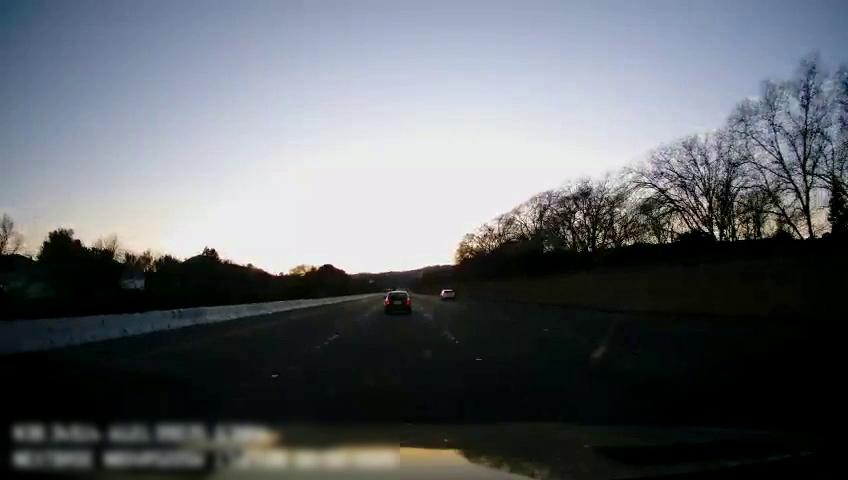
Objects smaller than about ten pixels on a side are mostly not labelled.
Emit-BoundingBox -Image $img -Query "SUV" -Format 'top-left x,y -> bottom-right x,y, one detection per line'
440,289 -> 456,300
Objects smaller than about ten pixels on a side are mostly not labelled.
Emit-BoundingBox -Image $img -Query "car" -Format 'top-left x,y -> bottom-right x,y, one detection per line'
383,291 -> 411,314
